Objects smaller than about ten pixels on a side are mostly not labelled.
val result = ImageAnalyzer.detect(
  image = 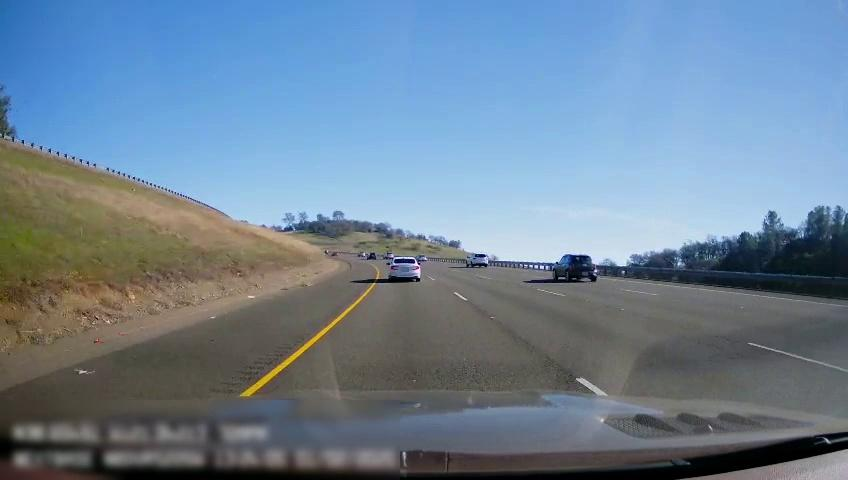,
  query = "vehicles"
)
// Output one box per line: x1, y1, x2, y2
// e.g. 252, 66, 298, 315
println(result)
553, 255, 596, 283
466, 253, 489, 268
383, 253, 395, 261
366, 252, 377, 260
414, 254, 427, 263
386, 257, 423, 283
